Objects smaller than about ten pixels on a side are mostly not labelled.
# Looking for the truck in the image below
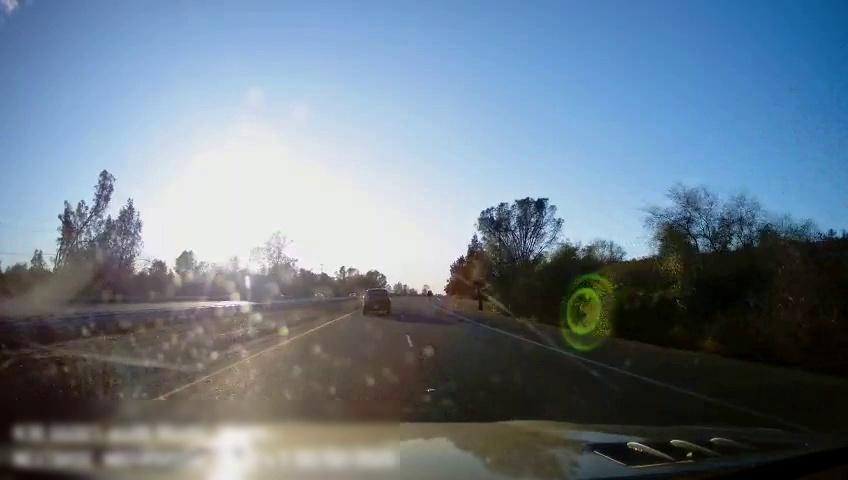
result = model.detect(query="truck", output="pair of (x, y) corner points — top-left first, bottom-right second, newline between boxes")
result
(362, 288), (392, 315)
